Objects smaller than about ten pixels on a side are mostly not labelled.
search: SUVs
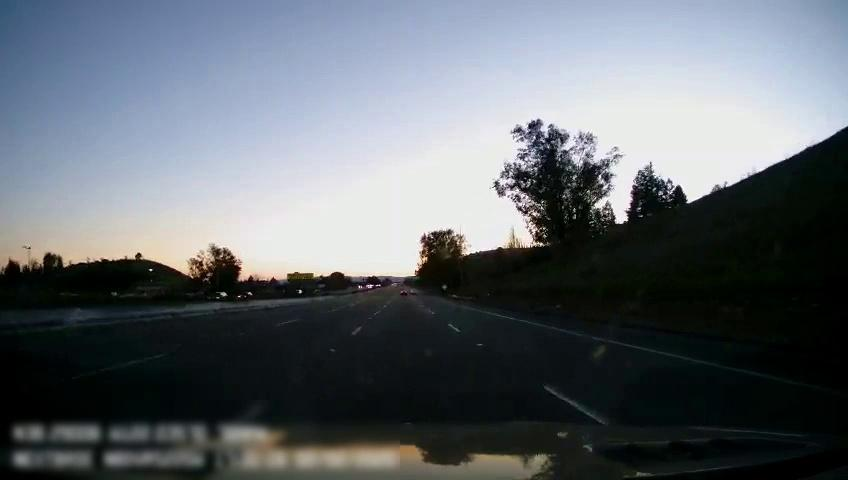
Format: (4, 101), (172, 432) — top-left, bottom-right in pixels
(207, 291), (229, 303)
(236, 291), (254, 302)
